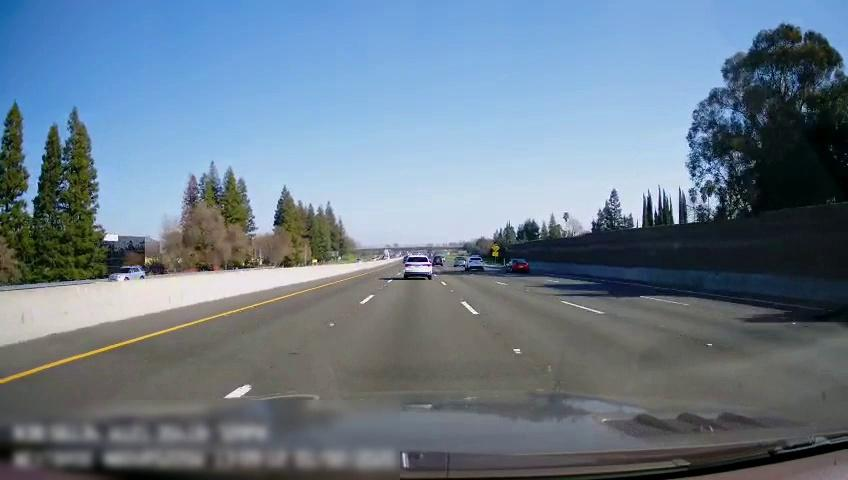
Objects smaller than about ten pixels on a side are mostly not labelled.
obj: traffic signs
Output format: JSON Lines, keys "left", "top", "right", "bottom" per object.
{"left": 489, "top": 242, "right": 500, "bottom": 257}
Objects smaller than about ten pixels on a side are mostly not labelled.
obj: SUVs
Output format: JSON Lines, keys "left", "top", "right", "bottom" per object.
{"left": 463, "top": 256, "right": 485, "bottom": 273}
{"left": 452, "top": 255, "right": 467, "bottom": 267}
{"left": 432, "top": 255, "right": 444, "bottom": 267}
{"left": 108, "top": 266, "right": 145, "bottom": 283}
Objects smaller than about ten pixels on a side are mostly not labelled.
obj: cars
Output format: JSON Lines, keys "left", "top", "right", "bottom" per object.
{"left": 504, "top": 257, "right": 530, "bottom": 274}
{"left": 402, "top": 254, "right": 433, "bottom": 281}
